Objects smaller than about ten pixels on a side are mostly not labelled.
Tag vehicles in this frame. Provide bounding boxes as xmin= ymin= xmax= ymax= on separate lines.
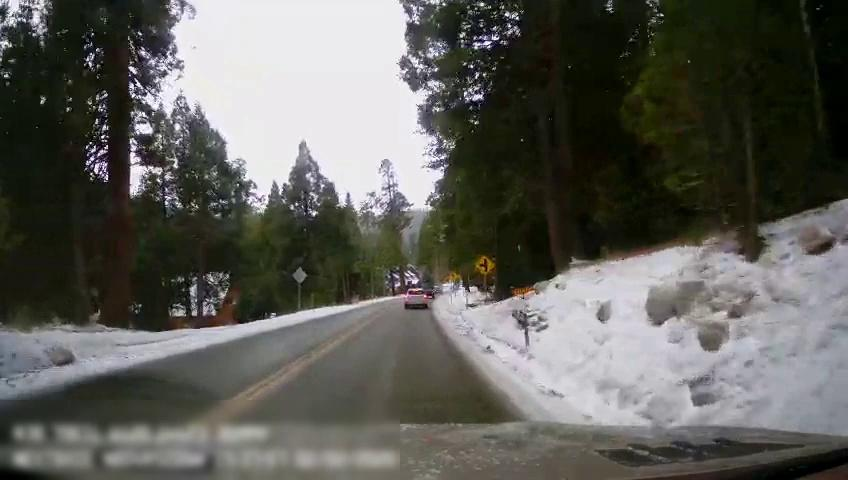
xmin=405 ymin=288 xmax=428 ymax=309
xmin=422 ymin=286 xmax=435 ymax=299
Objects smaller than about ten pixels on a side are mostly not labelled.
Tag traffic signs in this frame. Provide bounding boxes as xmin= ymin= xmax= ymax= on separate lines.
xmin=476 ymin=256 xmax=495 ymax=275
